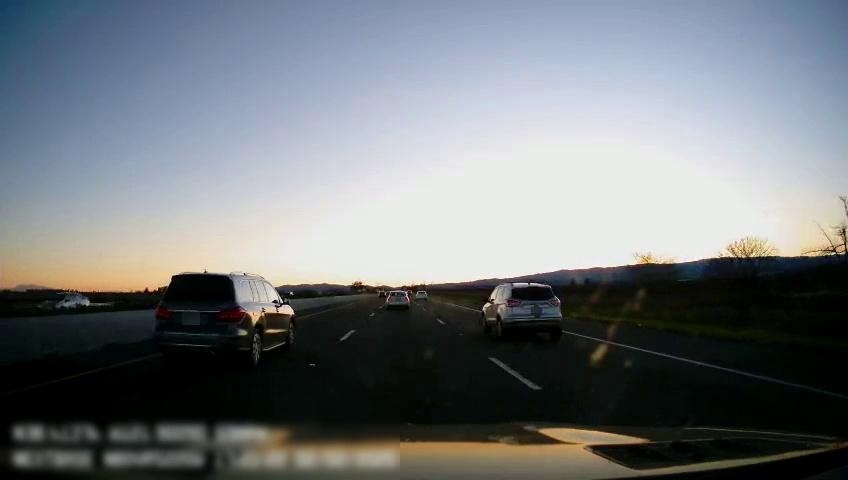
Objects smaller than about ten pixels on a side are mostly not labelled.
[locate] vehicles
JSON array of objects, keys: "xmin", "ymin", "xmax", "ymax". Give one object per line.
[
  {"xmin": 38, "ymin": 291, "xmax": 91, "ymax": 311},
  {"xmin": 150, "ymin": 270, "xmax": 299, "ymax": 372},
  {"xmin": 415, "ymin": 291, "xmax": 428, "ymax": 300},
  {"xmin": 480, "ymin": 281, "xmax": 565, "ymax": 342},
  {"xmin": 386, "ymin": 290, "xmax": 411, "ymax": 309}
]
